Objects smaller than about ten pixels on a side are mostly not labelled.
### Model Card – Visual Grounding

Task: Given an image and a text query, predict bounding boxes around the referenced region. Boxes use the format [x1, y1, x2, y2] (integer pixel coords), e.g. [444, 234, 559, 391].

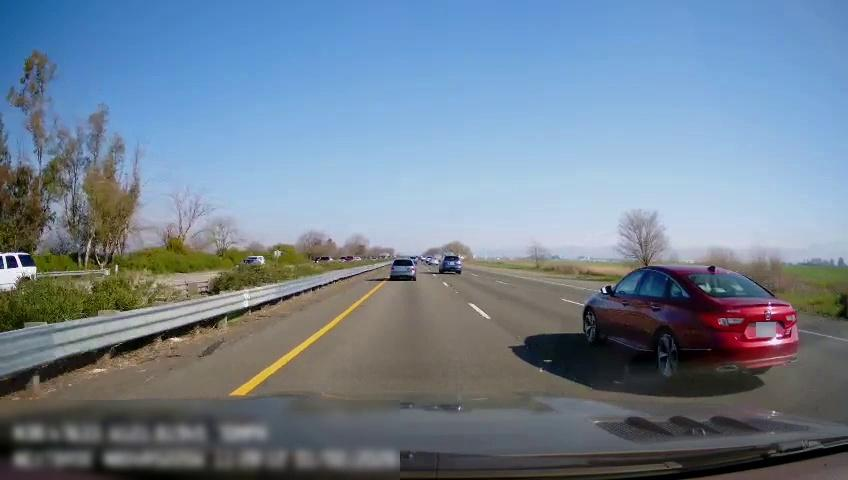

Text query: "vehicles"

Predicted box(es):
[438, 254, 464, 274]
[244, 255, 265, 265]
[388, 257, 419, 282]
[318, 257, 331, 265]
[430, 257, 441, 267]
[0, 252, 39, 293]
[582, 264, 800, 391]
[344, 255, 355, 263]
